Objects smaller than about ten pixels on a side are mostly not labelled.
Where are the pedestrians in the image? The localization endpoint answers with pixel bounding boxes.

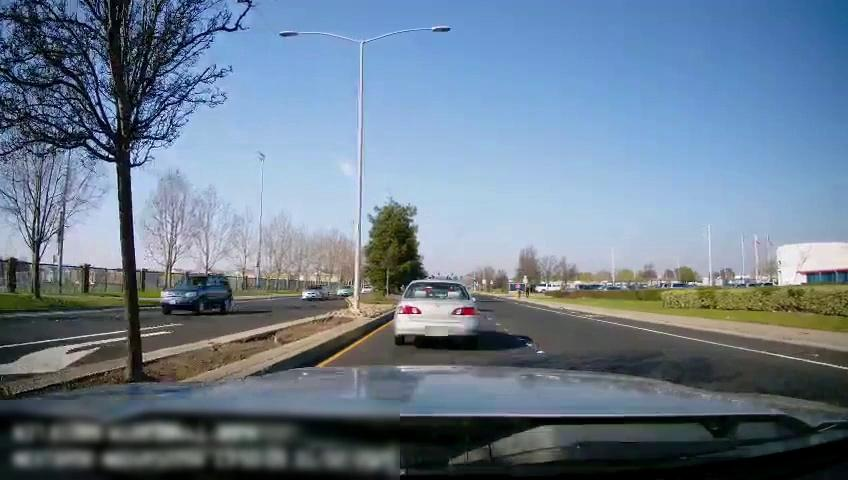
[515,282,522,298]
[525,283,531,298]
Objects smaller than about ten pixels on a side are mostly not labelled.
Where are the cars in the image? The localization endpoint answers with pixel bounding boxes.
[335,286,354,297]
[359,286,372,294]
[301,285,330,301]
[391,279,482,346]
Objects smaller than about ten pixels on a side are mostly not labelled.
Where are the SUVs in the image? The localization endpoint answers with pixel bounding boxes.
[159,271,234,317]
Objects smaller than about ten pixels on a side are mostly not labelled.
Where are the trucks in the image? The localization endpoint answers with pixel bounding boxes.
[534,280,562,293]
